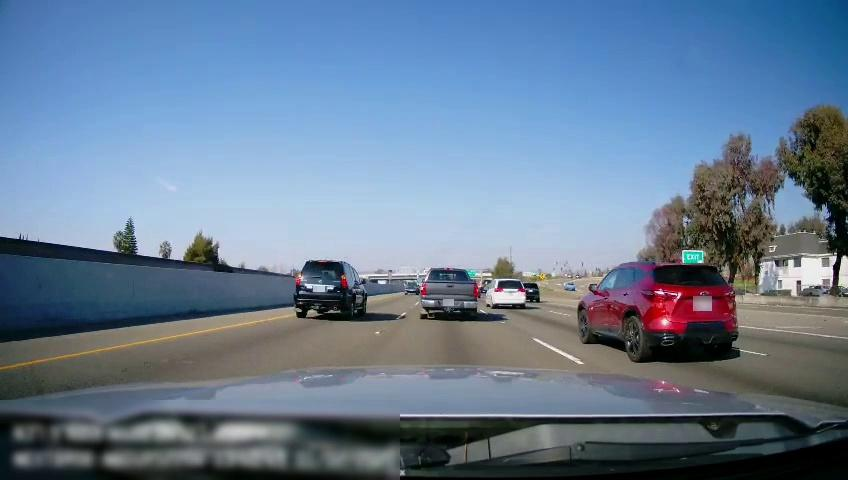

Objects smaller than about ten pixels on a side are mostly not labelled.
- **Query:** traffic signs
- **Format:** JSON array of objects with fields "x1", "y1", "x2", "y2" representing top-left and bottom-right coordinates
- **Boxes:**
[
  {"x1": 682, "y1": 249, "x2": 704, "y2": 269},
  {"x1": 388, "y1": 270, "x2": 392, "y2": 281}
]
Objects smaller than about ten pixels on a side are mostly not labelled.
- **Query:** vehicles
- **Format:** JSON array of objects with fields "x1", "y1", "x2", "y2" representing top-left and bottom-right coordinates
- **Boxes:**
[
  {"x1": 295, "y1": 258, "x2": 368, "y2": 320},
  {"x1": 404, "y1": 281, "x2": 421, "y2": 295},
  {"x1": 521, "y1": 282, "x2": 541, "y2": 303},
  {"x1": 576, "y1": 263, "x2": 738, "y2": 363},
  {"x1": 417, "y1": 268, "x2": 479, "y2": 322},
  {"x1": 563, "y1": 282, "x2": 577, "y2": 292},
  {"x1": 484, "y1": 278, "x2": 527, "y2": 310}
]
